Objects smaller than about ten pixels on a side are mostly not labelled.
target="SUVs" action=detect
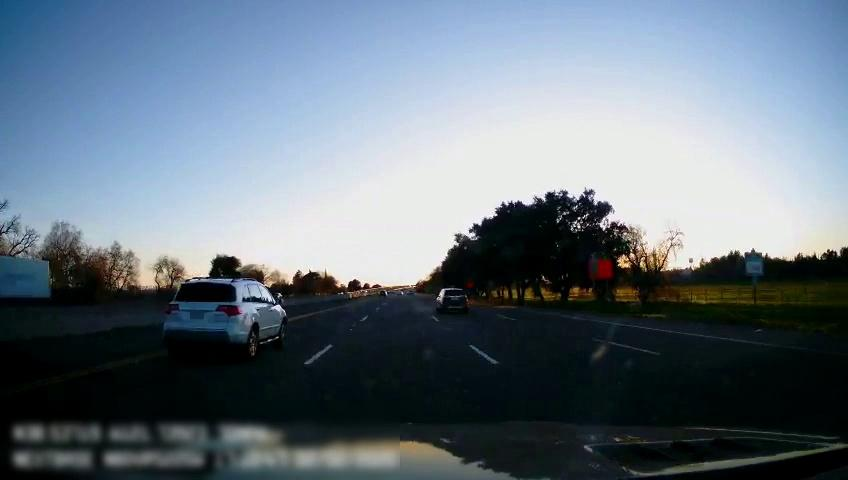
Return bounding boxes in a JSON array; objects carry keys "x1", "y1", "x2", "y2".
[
  {"x1": 433, "y1": 287, "x2": 470, "y2": 315},
  {"x1": 164, "y1": 277, "x2": 291, "y2": 363}
]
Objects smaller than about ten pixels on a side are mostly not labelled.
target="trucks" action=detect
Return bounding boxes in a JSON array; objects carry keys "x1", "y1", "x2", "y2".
[{"x1": 0, "y1": 256, "x2": 51, "y2": 307}]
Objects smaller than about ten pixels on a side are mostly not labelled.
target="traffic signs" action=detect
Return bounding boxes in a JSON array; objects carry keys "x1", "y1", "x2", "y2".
[
  {"x1": 589, "y1": 259, "x2": 615, "y2": 280},
  {"x1": 745, "y1": 253, "x2": 766, "y2": 276}
]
